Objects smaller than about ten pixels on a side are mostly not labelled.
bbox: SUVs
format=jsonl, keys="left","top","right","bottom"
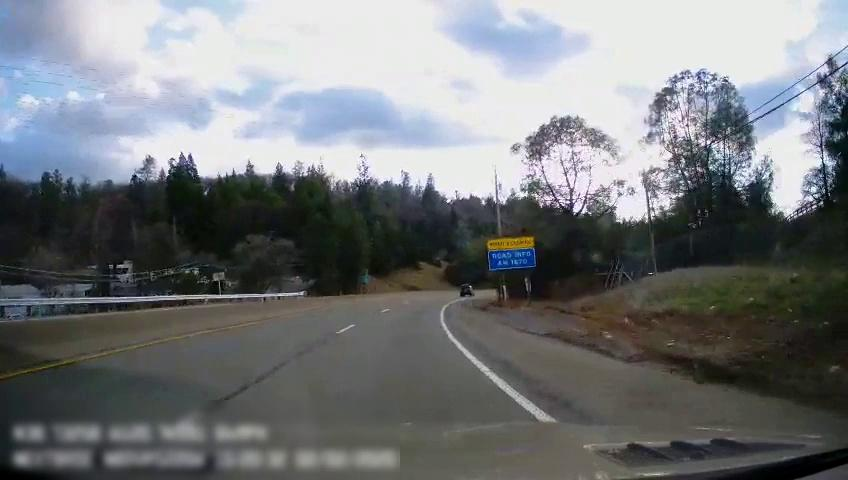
{"left": 459, "top": 284, "right": 474, "bottom": 297}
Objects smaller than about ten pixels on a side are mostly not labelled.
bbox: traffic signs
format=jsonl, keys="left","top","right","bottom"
{"left": 487, "top": 247, "right": 537, "bottom": 272}
{"left": 487, "top": 236, "right": 535, "bottom": 251}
